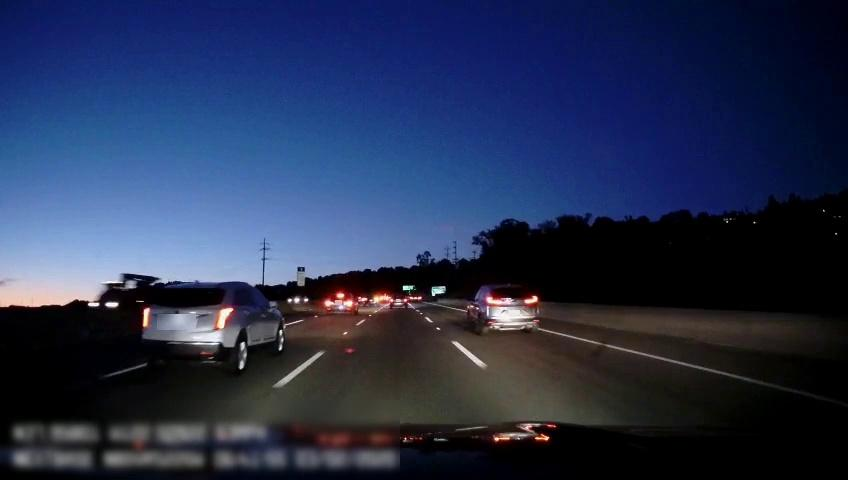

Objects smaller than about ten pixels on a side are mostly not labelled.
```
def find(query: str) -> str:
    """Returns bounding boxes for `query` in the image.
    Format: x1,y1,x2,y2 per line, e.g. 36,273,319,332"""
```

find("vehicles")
466,283,540,337
389,291,410,309
408,291,422,304
325,289,360,317
142,281,287,377
362,292,380,308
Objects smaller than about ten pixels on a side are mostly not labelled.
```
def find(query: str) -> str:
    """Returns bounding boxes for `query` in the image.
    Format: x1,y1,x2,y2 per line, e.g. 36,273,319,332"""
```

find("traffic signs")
431,285,446,295
402,284,415,291
296,266,306,286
